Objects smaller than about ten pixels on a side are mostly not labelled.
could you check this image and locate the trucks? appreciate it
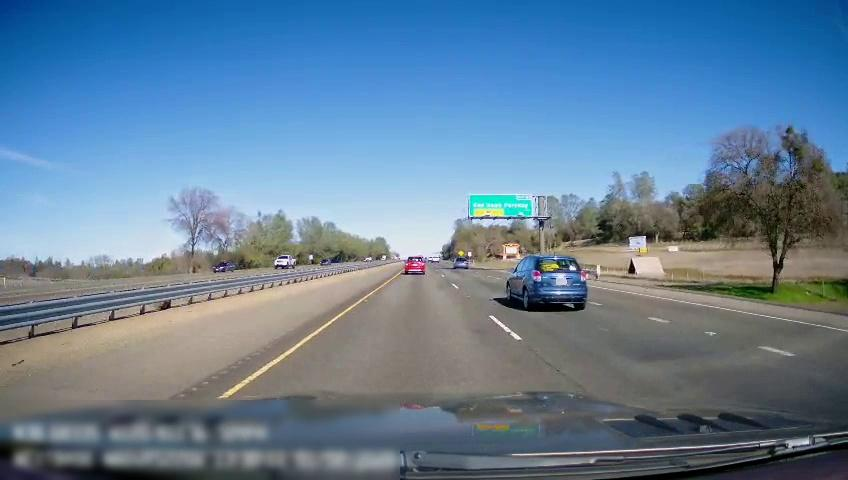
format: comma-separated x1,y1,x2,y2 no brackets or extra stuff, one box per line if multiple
273,255,297,269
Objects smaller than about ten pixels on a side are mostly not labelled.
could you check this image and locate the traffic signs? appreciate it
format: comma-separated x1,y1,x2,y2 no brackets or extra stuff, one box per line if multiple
468,192,538,217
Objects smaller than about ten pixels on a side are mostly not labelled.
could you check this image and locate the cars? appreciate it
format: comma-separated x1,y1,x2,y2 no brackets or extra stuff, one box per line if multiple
404,256,427,274
452,258,468,270
212,261,236,273
504,255,588,311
